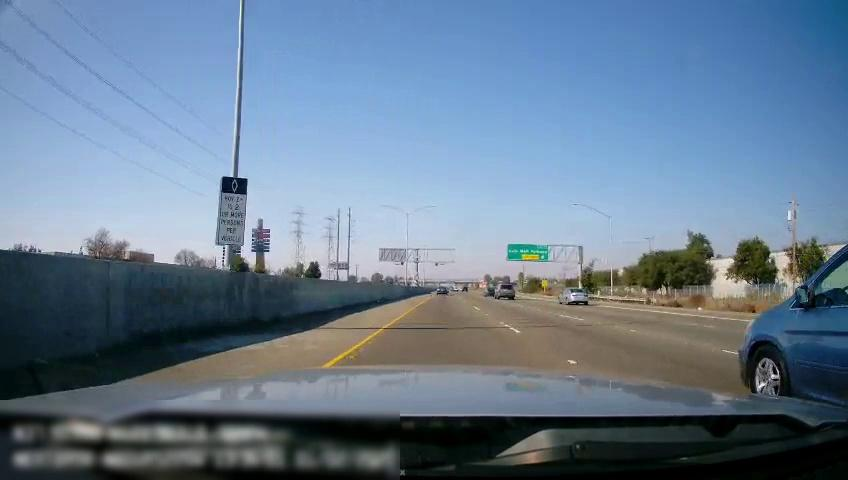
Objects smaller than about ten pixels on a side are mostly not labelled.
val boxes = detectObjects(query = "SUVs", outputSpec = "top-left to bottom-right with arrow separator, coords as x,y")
495,283 -> 516,300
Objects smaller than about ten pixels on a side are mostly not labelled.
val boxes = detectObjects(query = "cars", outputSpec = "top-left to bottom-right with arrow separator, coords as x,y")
559,287 -> 588,306
436,286 -> 447,296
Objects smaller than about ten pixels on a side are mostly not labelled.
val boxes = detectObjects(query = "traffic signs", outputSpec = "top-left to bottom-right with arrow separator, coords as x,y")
505,244 -> 551,262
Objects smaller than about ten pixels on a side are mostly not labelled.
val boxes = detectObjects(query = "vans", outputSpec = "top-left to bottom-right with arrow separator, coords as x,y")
736,241 -> 848,413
